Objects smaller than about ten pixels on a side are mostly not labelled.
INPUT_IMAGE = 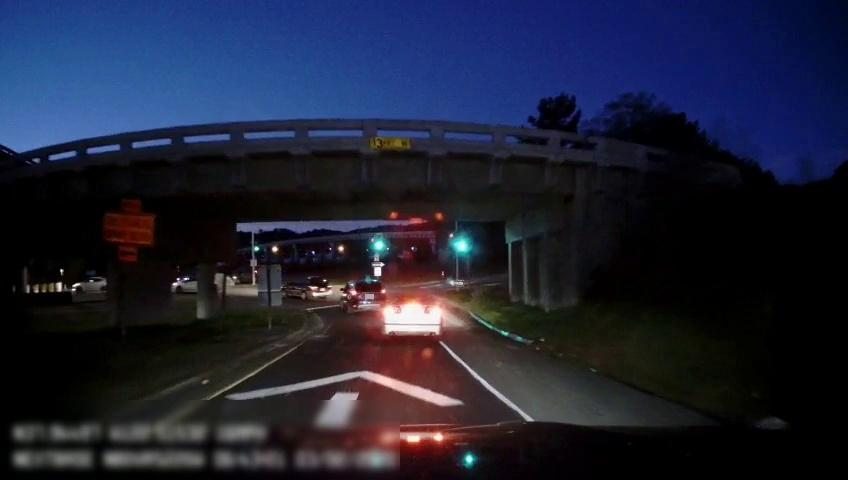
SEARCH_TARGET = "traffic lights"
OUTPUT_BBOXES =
[371,228,382,248]
[460,226,471,247]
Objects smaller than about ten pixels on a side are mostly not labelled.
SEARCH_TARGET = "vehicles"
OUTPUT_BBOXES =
[377,289,444,341]
[171,277,199,295]
[230,269,257,285]
[72,276,107,295]
[281,275,330,303]
[340,278,387,315]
